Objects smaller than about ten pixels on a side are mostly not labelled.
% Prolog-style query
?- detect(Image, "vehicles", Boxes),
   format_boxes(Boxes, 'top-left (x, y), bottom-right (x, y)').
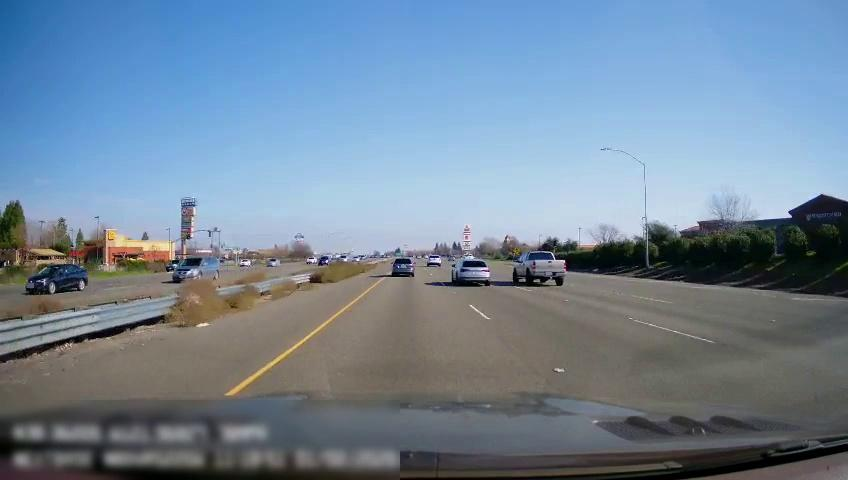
top-left (318, 256), bottom-right (331, 266)
top-left (451, 258), bottom-right (491, 286)
top-left (25, 263), bottom-right (88, 296)
top-left (427, 254), bottom-right (442, 267)
top-left (239, 259), bottom-right (251, 267)
top-left (165, 259), bottom-right (184, 272)
top-left (172, 256), bottom-right (221, 283)
top-left (511, 251), bottom-right (567, 286)
top-left (306, 256), bottom-right (317, 265)
top-left (266, 258), bottom-right (281, 268)
top-left (462, 254), bottom-right (476, 259)
top-left (389, 258), bottom-right (417, 278)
